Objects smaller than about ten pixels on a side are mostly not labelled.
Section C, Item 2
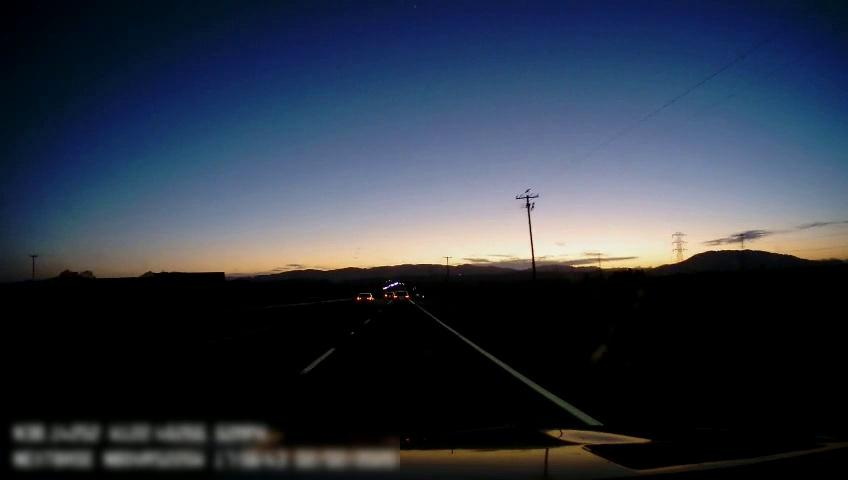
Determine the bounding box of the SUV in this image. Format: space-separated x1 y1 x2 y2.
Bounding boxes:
392 290 410 306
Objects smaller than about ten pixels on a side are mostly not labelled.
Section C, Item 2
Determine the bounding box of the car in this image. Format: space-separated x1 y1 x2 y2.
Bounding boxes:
356 292 375 305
